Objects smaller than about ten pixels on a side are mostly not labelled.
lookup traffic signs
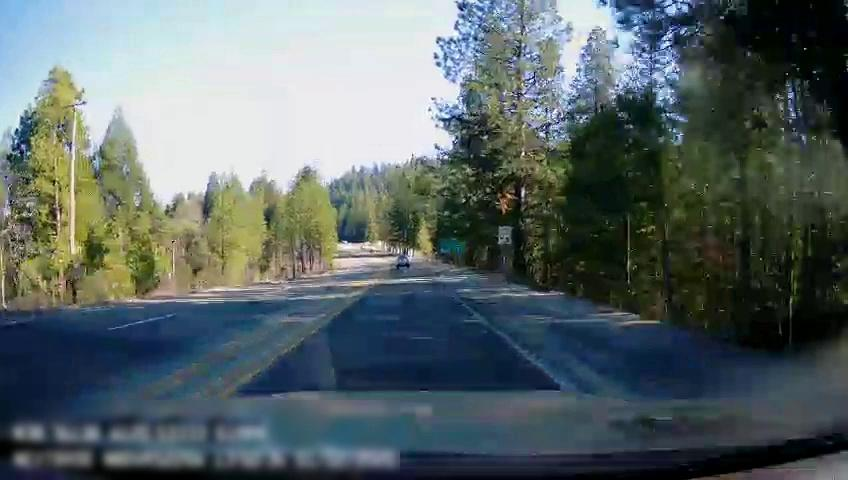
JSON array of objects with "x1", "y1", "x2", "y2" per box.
[
  {"x1": 497, "y1": 225, "x2": 513, "y2": 245},
  {"x1": 440, "y1": 238, "x2": 466, "y2": 249}
]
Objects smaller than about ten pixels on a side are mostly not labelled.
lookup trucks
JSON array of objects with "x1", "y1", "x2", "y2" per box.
[{"x1": 395, "y1": 255, "x2": 411, "y2": 271}]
